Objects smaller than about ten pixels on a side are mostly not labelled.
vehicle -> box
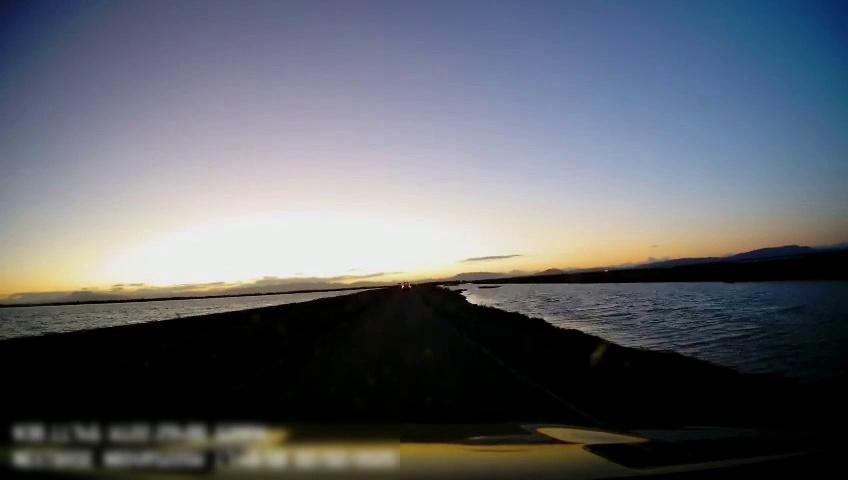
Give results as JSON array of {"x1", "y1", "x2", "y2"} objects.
[{"x1": 401, "y1": 282, "x2": 412, "y2": 291}]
